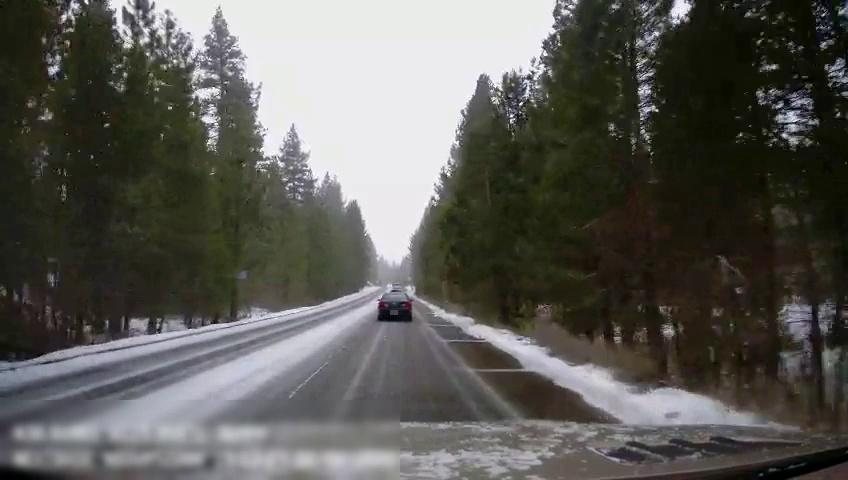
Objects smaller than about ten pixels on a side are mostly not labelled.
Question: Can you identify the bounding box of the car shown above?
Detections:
[375,289,414,321]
